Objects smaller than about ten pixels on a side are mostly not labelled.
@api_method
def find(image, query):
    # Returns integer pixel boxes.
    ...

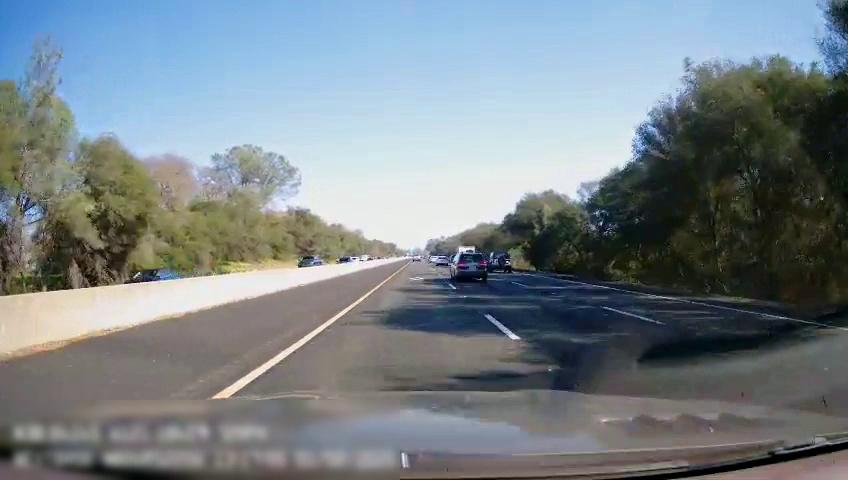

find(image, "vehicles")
[298,256,323,268]
[336,256,355,264]
[429,255,438,263]
[450,252,489,282]
[412,253,421,262]
[457,245,476,253]
[351,256,360,262]
[435,255,448,266]
[124,268,181,285]
[486,251,512,274]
